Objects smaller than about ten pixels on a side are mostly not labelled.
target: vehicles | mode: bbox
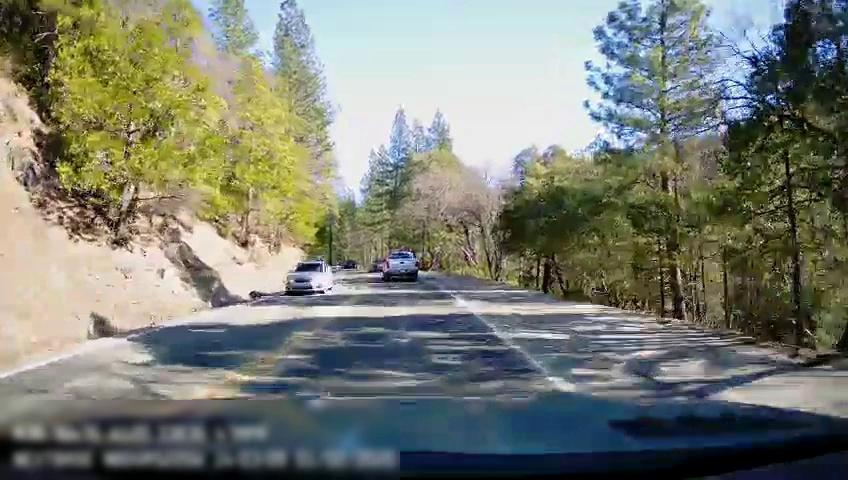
[371,258,388,273]
[382,250,419,282]
[285,260,335,295]
[340,260,356,269]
